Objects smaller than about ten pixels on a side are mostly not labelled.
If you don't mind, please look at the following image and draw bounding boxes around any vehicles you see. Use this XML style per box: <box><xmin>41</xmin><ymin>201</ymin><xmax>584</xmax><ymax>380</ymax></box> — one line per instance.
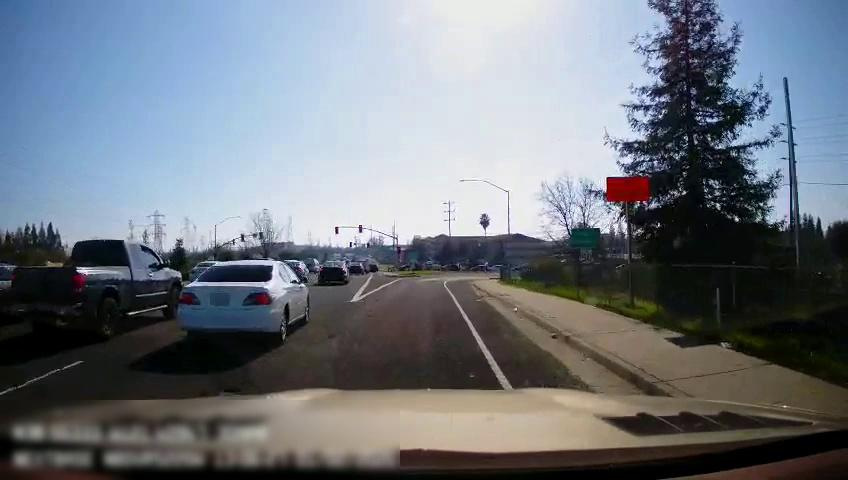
<box><xmin>349</xmin><ymin>262</ymin><xmax>366</xmax><ymax>275</ymax></box>
<box><xmin>319</xmin><ymin>260</ymin><xmax>350</xmax><ymax>284</ymax></box>
<box><xmin>0</xmin><ymin>264</ymin><xmax>12</xmax><ymax>292</ymax></box>
<box><xmin>285</xmin><ymin>260</ymin><xmax>310</xmax><ymax>277</ymax></box>
<box><xmin>471</xmin><ymin>264</ymin><xmax>486</xmax><ymax>273</ymax></box>
<box><xmin>175</xmin><ymin>260</ymin><xmax>312</xmax><ymax>346</ymax></box>
<box><xmin>189</xmin><ymin>259</ymin><xmax>217</xmax><ymax>282</ymax></box>
<box><xmin>407</xmin><ymin>263</ymin><xmax>424</xmax><ymax>272</ymax></box>
<box><xmin>9</xmin><ymin>239</ymin><xmax>183</xmax><ymax>337</ymax></box>
<box><xmin>440</xmin><ymin>264</ymin><xmax>461</xmax><ymax>272</ymax></box>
